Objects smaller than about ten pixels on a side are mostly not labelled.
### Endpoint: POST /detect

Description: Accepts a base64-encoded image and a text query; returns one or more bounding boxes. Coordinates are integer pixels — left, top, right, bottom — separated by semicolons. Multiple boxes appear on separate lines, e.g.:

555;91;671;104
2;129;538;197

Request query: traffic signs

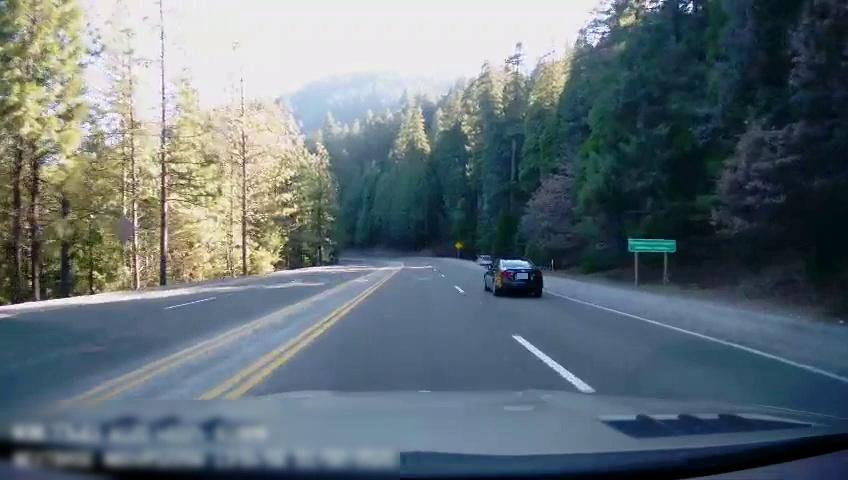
627;237;679;254
455;241;466;250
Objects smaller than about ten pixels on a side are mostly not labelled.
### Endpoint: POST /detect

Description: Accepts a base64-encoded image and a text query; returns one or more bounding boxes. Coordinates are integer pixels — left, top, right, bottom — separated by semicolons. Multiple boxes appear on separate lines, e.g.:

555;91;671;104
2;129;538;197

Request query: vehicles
482;255;543;297
479;255;494;267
